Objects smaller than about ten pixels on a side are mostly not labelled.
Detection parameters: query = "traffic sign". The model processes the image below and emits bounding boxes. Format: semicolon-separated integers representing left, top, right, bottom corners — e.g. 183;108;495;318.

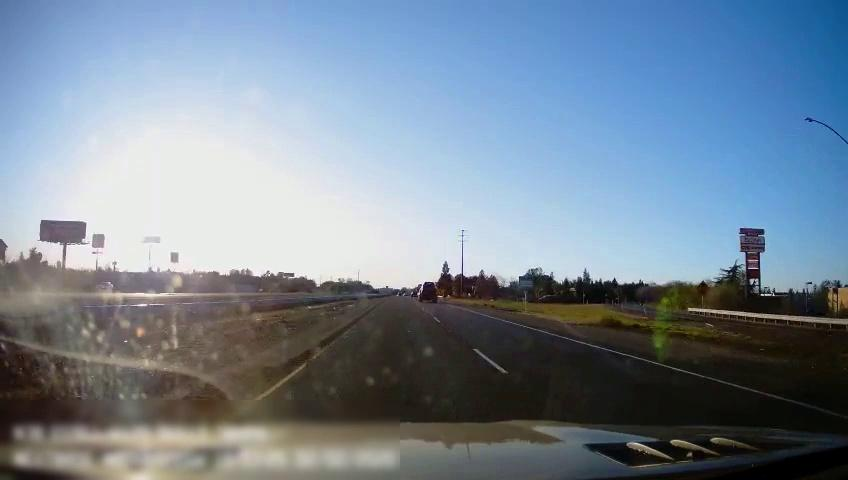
519;275;533;289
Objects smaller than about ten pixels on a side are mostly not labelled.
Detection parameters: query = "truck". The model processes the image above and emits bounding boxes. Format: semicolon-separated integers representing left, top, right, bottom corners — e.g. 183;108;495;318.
417;281;438;302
